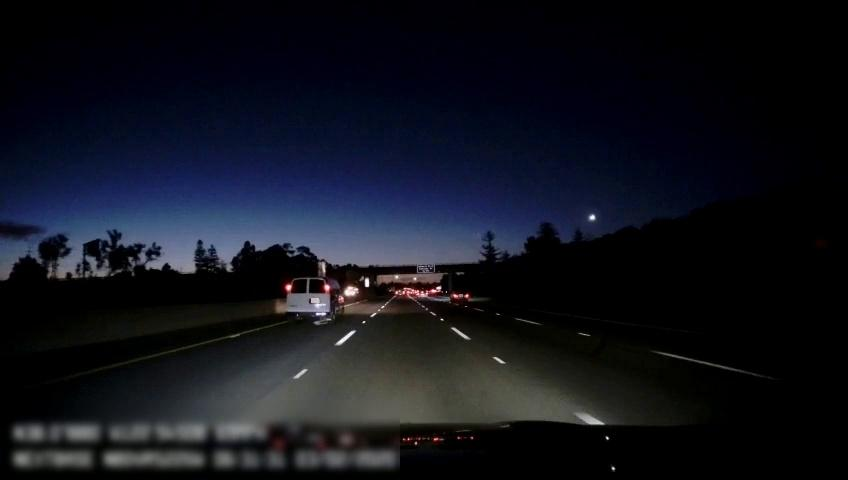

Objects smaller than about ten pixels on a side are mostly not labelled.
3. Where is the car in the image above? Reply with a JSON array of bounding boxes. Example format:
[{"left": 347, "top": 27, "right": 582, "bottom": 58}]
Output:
[{"left": 448, "top": 290, "right": 470, "bottom": 305}]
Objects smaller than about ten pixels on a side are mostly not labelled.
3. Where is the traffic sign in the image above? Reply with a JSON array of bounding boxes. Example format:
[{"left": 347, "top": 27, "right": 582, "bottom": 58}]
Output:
[{"left": 416, "top": 264, "right": 436, "bottom": 273}]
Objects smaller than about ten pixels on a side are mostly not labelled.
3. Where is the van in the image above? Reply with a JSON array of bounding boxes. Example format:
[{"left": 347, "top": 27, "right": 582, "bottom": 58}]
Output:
[{"left": 285, "top": 277, "right": 345, "bottom": 323}]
